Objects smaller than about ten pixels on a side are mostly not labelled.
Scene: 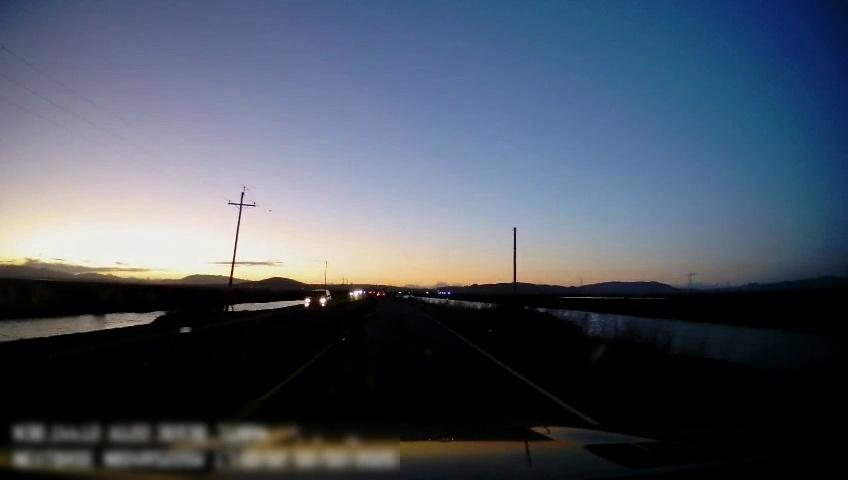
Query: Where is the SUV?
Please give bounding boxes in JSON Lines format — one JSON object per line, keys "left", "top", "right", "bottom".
{"left": 304, "top": 290, "right": 332, "bottom": 310}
